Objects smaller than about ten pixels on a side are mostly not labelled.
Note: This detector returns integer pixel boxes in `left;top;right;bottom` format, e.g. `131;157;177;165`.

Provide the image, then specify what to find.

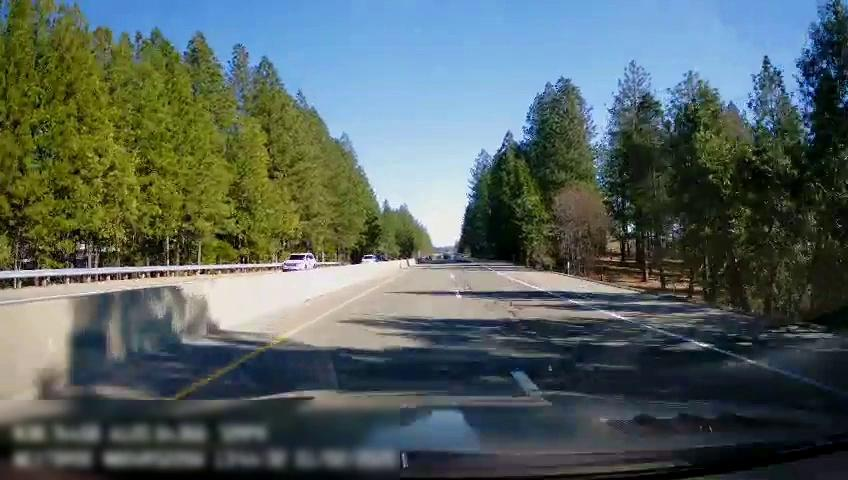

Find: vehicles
361;254;377;265
453;252;465;263
281;252;318;273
